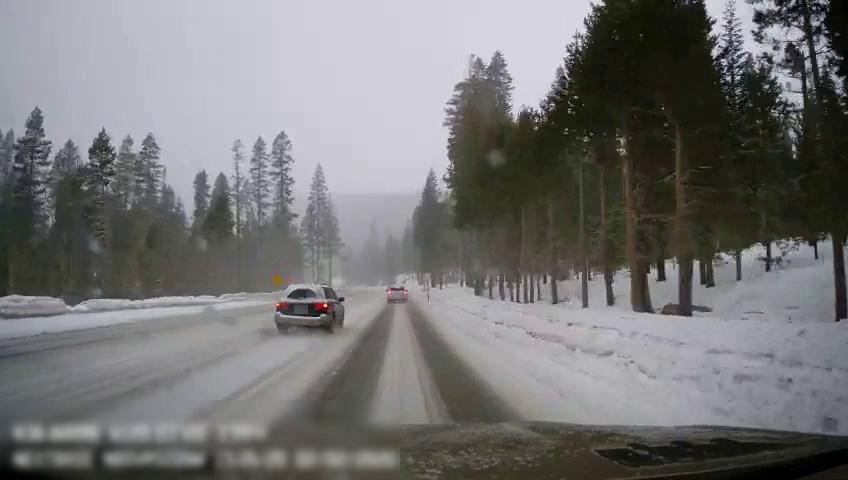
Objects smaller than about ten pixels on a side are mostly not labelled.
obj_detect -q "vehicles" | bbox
[386,286,408,303]
[273,283,346,337]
